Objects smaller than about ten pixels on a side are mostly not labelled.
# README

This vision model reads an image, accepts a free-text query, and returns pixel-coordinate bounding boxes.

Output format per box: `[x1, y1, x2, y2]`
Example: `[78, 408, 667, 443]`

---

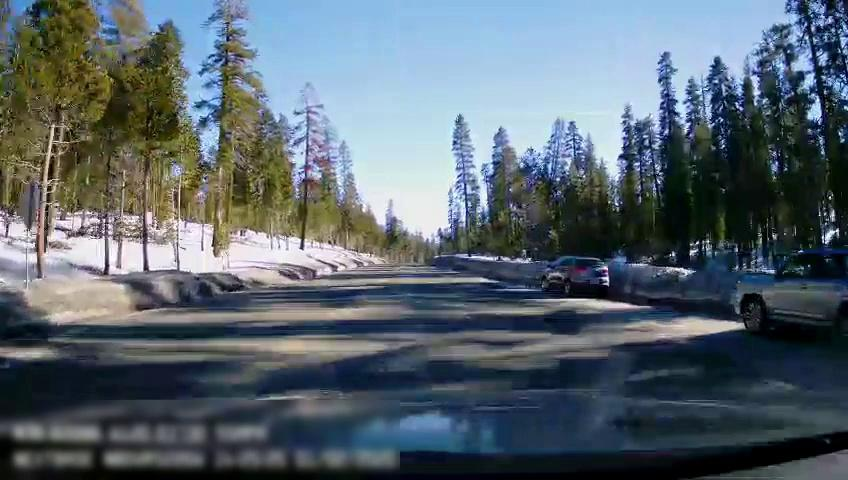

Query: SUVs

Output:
[735, 247, 848, 355]
[537, 255, 610, 299]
